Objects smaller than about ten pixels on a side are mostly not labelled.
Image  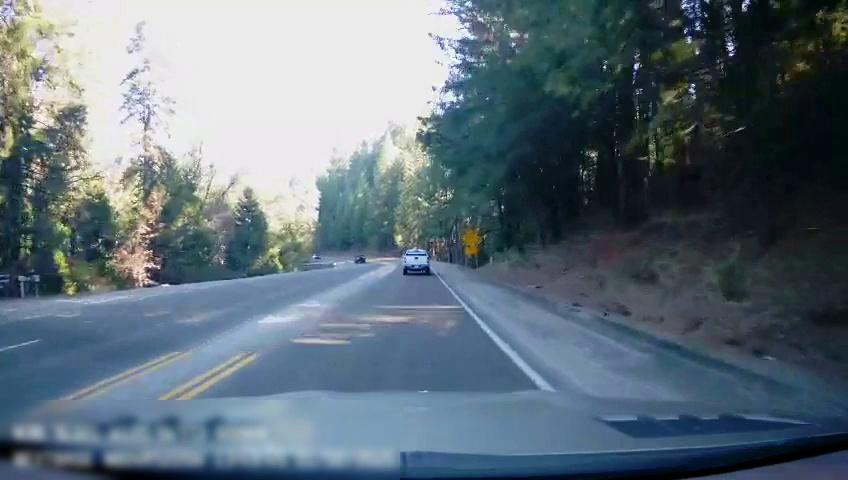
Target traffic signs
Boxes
[462,228,481,248]
[464,247,479,256]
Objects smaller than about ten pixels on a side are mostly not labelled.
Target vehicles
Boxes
[402,248,431,276]
[354,255,366,264]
